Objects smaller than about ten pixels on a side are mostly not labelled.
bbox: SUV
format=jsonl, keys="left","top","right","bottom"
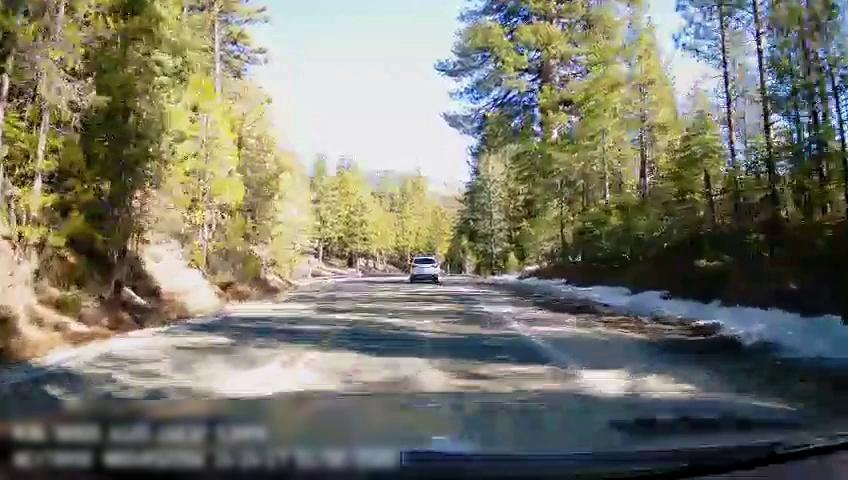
{"left": 410, "top": 256, "right": 439, "bottom": 284}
